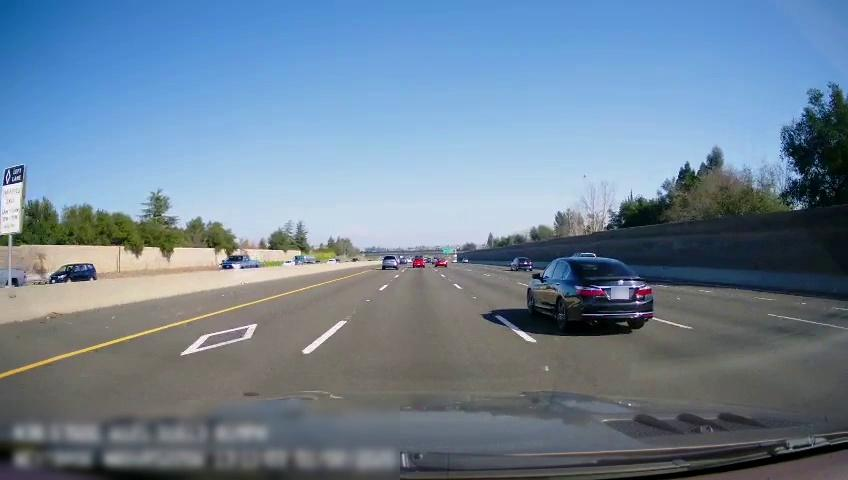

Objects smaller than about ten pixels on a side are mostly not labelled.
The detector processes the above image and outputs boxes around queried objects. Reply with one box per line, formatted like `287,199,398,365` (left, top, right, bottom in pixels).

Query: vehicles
432,257,448,268
294,254,317,266
525,255,655,334
48,262,97,285
411,256,426,267
283,259,295,267
509,256,533,272
221,254,259,271
431,258,437,265
380,254,400,271
326,258,336,263
0,267,26,289
567,252,595,259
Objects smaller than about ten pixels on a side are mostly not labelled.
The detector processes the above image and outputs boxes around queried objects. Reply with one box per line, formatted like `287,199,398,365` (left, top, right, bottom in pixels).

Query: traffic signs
1,164,23,233
440,247,456,255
